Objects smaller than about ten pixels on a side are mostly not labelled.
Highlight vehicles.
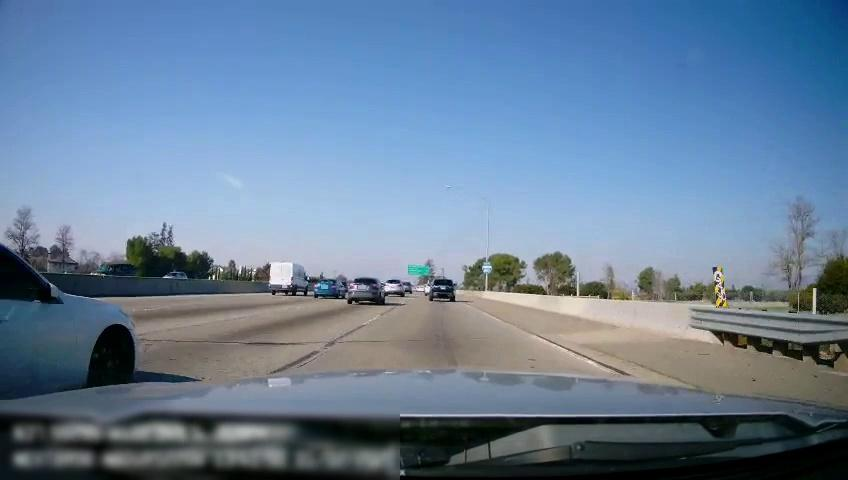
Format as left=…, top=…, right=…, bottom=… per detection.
left=397, top=281, right=413, bottom=295
left=337, top=281, right=357, bottom=293
left=269, top=262, right=309, bottom=297
left=313, top=278, right=346, bottom=300
left=383, top=279, right=406, bottom=298
left=347, top=276, right=385, bottom=305
left=424, top=281, right=440, bottom=297
left=88, top=263, right=137, bottom=277
left=428, top=279, right=457, bottom=302
left=0, top=241, right=138, bottom=401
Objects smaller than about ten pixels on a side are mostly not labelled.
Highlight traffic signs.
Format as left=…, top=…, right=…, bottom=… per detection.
left=407, top=264, right=431, bottom=277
